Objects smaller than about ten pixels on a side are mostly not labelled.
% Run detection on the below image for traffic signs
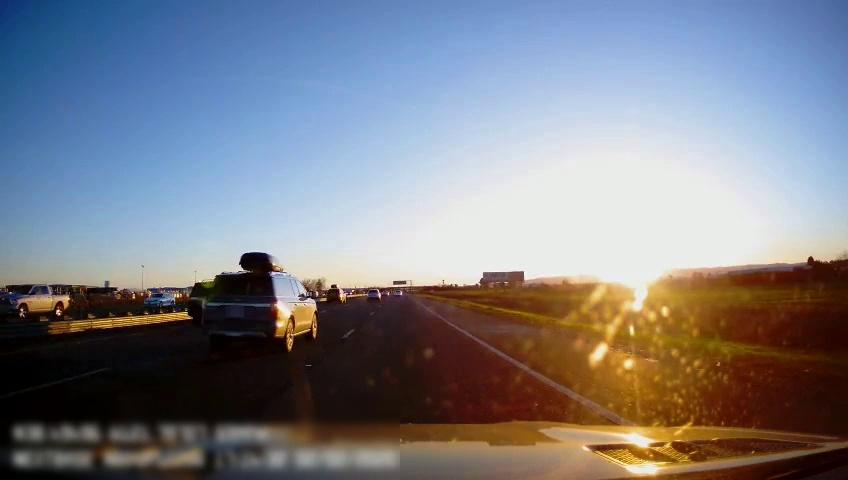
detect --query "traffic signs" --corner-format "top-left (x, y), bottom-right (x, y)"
top-left (393, 280), bottom-right (406, 285)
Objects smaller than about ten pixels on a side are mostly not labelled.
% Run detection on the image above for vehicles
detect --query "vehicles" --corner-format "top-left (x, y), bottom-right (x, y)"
top-left (326, 284), bottom-right (348, 305)
top-left (187, 279), bottom-right (216, 324)
top-left (201, 251), bottom-right (321, 355)
top-left (0, 284), bottom-right (71, 322)
top-left (367, 288), bottom-right (381, 301)
top-left (143, 292), bottom-right (176, 310)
